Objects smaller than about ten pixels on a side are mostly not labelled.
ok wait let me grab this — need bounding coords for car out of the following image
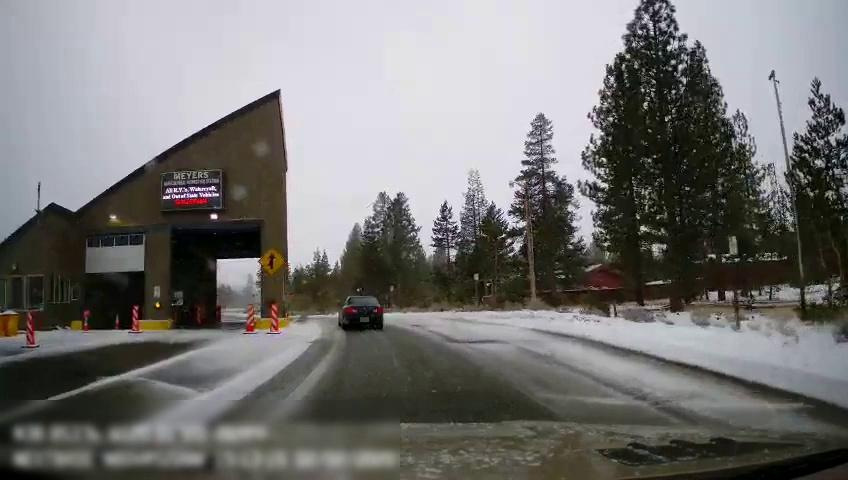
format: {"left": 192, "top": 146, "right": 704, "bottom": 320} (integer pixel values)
{"left": 338, "top": 296, "right": 384, "bottom": 331}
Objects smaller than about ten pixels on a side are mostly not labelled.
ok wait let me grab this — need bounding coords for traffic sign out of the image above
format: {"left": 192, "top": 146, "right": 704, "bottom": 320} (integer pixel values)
{"left": 258, "top": 249, "right": 285, "bottom": 275}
